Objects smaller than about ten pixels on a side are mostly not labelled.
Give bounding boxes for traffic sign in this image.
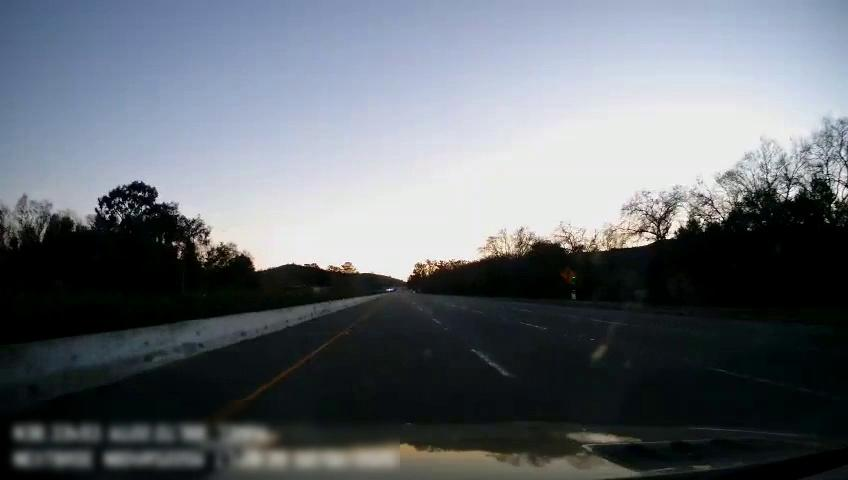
[561,266,576,284]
